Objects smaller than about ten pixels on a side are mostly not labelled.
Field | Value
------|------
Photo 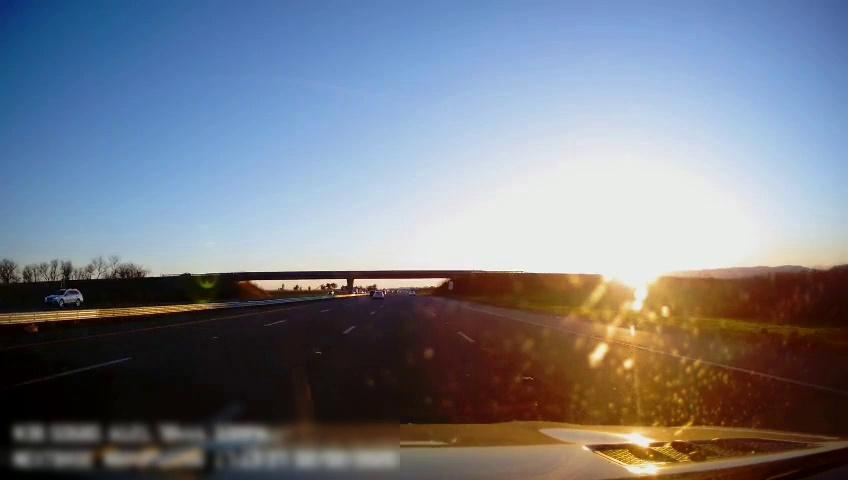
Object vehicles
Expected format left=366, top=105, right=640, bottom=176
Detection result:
left=373, top=290, right=384, bottom=300
left=44, top=288, right=84, bottom=309
left=179, top=273, right=192, bottom=278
